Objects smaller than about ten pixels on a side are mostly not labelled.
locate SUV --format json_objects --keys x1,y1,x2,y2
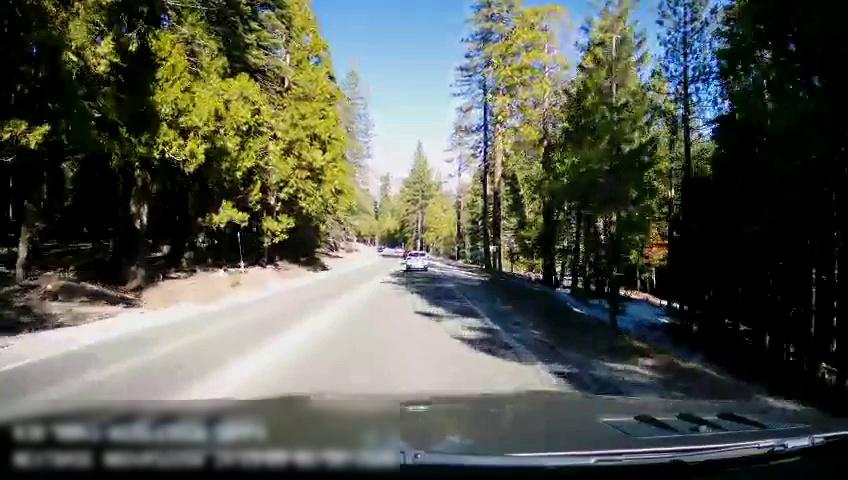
[{"x1": 403, "y1": 250, "x2": 429, "y2": 273}]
